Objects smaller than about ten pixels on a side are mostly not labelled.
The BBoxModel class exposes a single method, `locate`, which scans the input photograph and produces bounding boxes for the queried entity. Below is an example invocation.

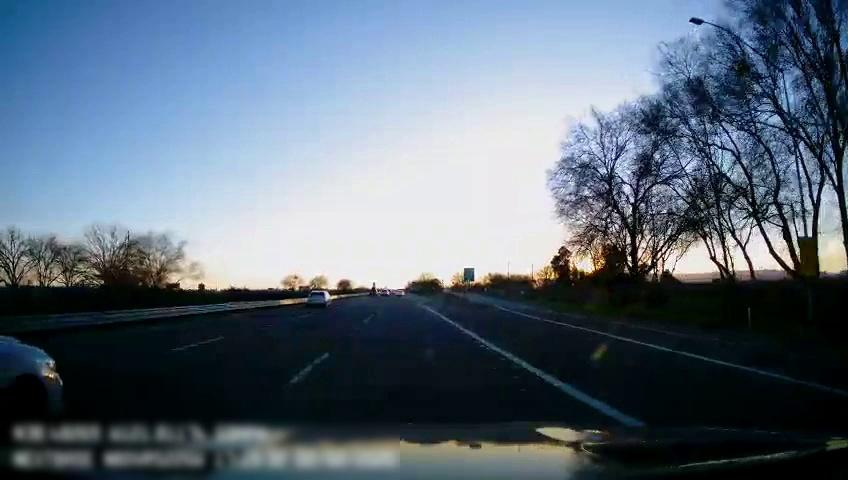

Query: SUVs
[306,290,332,308]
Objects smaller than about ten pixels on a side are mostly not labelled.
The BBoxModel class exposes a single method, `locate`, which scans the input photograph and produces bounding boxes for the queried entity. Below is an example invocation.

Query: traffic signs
[465,269,475,283]
[799,237,820,277]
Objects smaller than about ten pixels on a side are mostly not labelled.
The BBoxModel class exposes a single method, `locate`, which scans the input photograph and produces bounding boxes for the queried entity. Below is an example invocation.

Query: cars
[0,334,66,445]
